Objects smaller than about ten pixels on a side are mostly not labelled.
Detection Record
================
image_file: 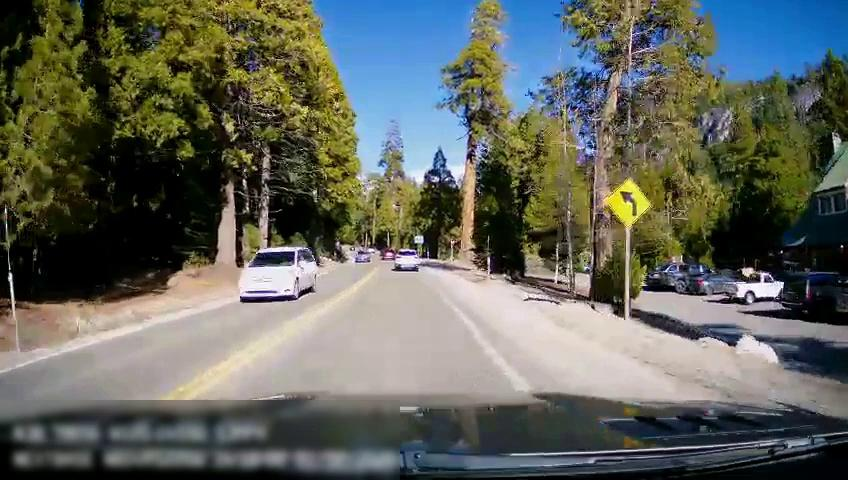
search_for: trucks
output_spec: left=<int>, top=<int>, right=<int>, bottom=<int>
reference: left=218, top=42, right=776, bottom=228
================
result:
left=720, top=271, right=789, bottom=306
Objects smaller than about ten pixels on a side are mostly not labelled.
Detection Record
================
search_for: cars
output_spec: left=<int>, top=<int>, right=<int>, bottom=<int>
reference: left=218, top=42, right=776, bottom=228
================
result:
left=811, top=279, right=848, bottom=323
left=354, top=250, right=371, bottom=264
left=686, top=269, right=752, bottom=296
left=644, top=263, right=719, bottom=292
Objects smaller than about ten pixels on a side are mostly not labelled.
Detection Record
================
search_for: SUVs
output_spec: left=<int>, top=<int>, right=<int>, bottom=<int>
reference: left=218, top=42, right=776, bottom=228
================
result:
left=778, top=270, right=848, bottom=316
left=394, top=248, right=420, bottom=272
left=381, top=248, right=396, bottom=261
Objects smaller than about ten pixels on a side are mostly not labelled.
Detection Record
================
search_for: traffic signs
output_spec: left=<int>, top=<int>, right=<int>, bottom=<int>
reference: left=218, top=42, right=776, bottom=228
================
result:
left=605, top=176, right=651, bottom=225
left=414, top=234, right=425, bottom=244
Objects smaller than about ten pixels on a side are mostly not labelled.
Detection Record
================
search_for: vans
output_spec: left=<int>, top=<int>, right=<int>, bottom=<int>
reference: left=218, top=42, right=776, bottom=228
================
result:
left=239, top=246, right=320, bottom=304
